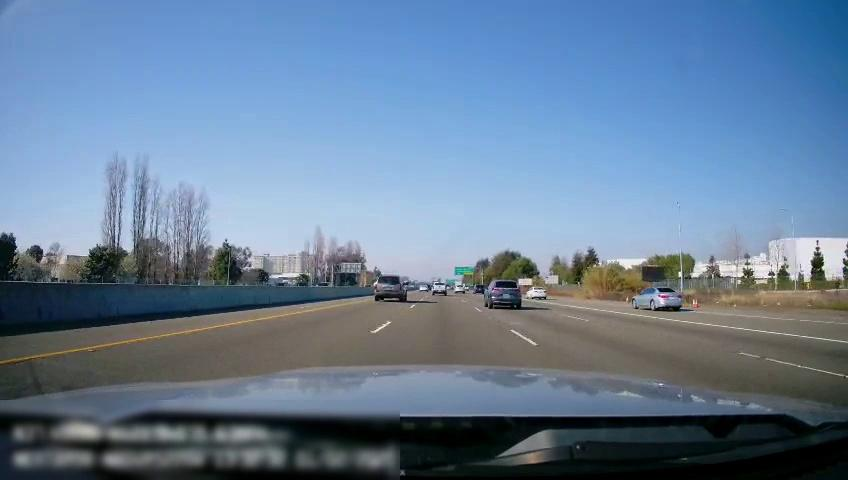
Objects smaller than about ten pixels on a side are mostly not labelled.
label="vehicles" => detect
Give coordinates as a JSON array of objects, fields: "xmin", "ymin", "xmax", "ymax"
[
  {"xmin": 373, "ymin": 275, "xmax": 409, "ymax": 303},
  {"xmin": 473, "ymin": 284, "xmax": 485, "ymax": 295},
  {"xmin": 430, "ymin": 280, "xmax": 450, "ymax": 296},
  {"xmin": 526, "ymin": 287, "xmax": 547, "ymax": 300},
  {"xmin": 483, "ymin": 279, "xmax": 522, "ymax": 310},
  {"xmin": 419, "ymin": 284, "xmax": 429, "ymax": 293},
  {"xmin": 630, "ymin": 286, "xmax": 682, "ymax": 311},
  {"xmin": 454, "ymin": 284, "xmax": 466, "ymax": 295}
]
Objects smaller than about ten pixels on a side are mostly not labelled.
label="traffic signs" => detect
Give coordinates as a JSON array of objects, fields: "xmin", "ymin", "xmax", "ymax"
[
  {"xmin": 517, "ymin": 278, "xmax": 533, "ymax": 286},
  {"xmin": 454, "ymin": 266, "xmax": 474, "ymax": 276},
  {"xmin": 545, "ymin": 275, "xmax": 559, "ymax": 285}
]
